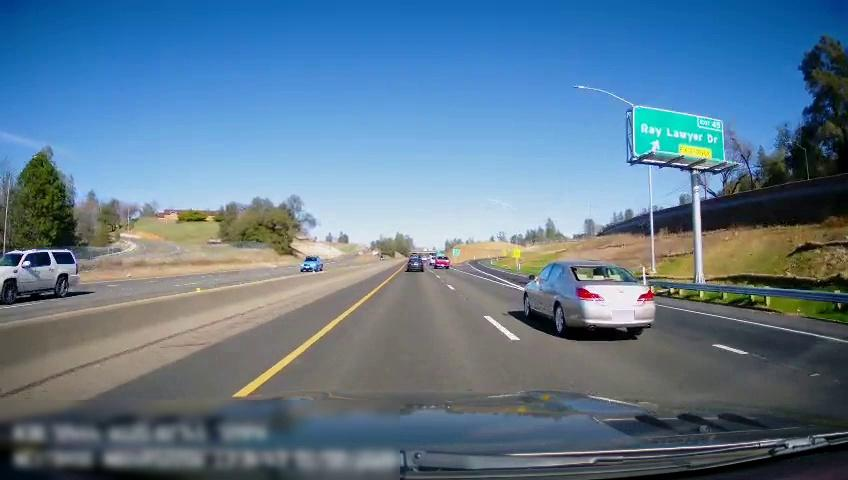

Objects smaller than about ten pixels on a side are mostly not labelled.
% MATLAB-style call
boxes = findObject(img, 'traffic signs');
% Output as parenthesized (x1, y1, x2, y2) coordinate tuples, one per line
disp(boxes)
(634, 106, 726, 163)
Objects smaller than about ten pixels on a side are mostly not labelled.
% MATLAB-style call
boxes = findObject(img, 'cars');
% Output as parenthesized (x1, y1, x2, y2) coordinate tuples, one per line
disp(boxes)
(521, 261, 656, 338)
(404, 256, 426, 272)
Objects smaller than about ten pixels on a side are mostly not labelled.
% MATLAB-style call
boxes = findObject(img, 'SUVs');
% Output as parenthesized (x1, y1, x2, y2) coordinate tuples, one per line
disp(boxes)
(434, 255, 451, 270)
(0, 249, 79, 305)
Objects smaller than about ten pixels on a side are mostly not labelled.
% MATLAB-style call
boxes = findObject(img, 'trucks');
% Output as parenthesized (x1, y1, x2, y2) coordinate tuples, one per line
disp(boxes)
(299, 256, 325, 273)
